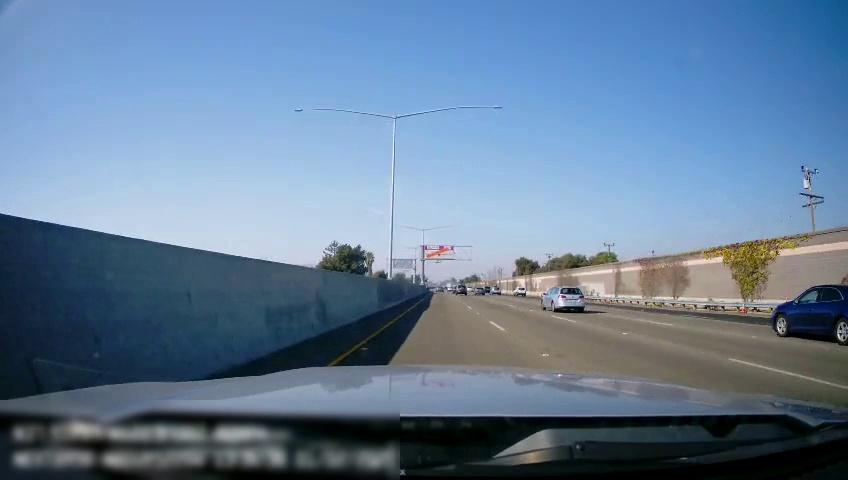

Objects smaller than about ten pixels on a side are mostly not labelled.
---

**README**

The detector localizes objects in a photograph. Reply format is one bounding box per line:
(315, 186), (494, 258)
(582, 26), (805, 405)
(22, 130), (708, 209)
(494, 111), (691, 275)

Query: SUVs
(489, 285), (501, 295)
(514, 287), (527, 296)
(455, 284), (468, 295)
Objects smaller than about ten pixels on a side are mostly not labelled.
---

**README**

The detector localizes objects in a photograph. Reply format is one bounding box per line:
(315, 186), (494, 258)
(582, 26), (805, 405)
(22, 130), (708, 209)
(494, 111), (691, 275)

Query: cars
(541, 286), (586, 313)
(474, 287), (485, 295)
(771, 284), (848, 346)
